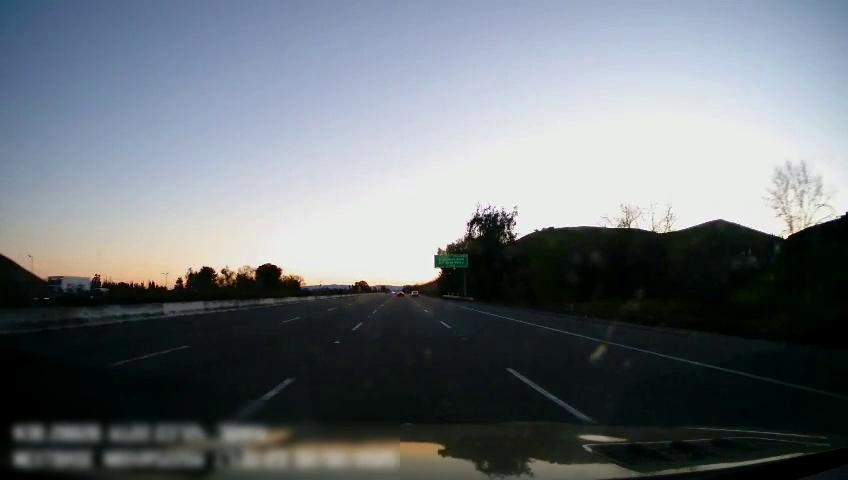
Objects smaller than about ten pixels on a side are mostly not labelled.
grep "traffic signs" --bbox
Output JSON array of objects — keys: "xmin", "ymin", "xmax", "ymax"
[{"xmin": 434, "ymin": 255, "xmax": 469, "ymax": 270}]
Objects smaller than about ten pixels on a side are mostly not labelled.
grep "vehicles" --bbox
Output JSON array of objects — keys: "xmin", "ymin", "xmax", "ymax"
[
  {"xmin": 46, "ymin": 276, "xmax": 91, "ymax": 297},
  {"xmin": 24, "ymin": 292, "xmax": 61, "ymax": 309}
]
